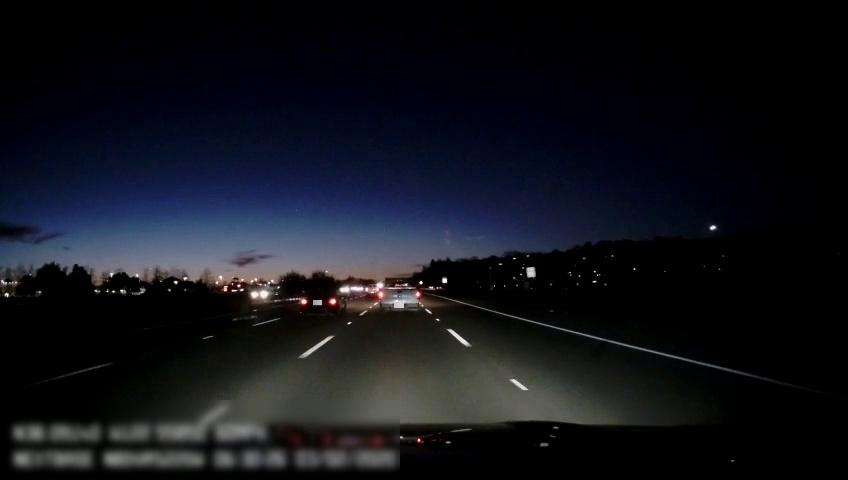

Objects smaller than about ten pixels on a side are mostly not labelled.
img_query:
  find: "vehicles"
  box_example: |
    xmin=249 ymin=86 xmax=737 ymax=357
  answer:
xmin=249 ymin=288 xmax=271 ymax=301
xmin=379 ymin=283 xmax=422 ymax=314
xmin=298 ymin=284 xmax=349 ymax=322
xmin=364 ymin=283 xmax=380 ymax=296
